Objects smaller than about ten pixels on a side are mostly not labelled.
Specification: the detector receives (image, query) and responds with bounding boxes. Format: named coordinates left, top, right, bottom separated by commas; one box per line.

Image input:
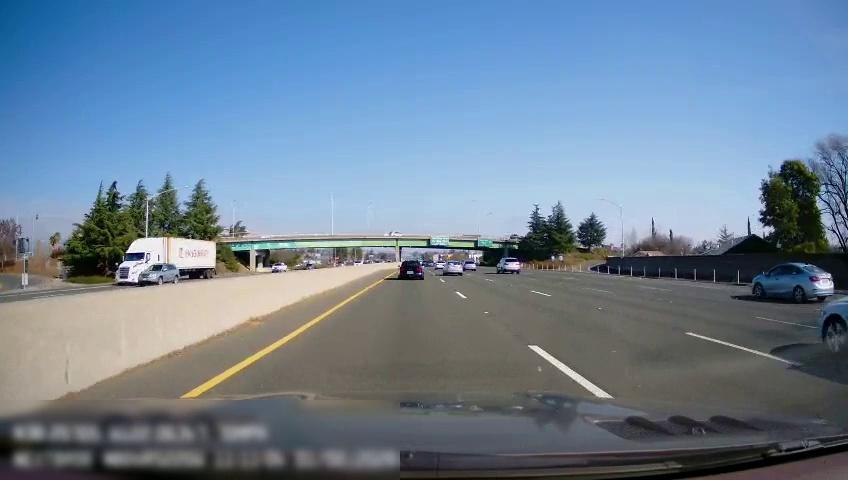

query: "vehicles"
left=114, top=237, right=217, bottom=286
left=751, top=262, right=834, bottom=303
left=441, top=261, right=463, bottom=277
left=137, top=263, right=180, bottom=288
left=433, top=260, right=447, bottom=271
left=333, top=260, right=346, bottom=267
left=383, top=231, right=405, bottom=237
left=462, top=259, right=477, bottom=272
left=496, top=257, right=521, bottom=273
left=353, top=260, right=364, bottom=267
left=306, top=263, right=313, bottom=270
left=271, top=262, right=288, bottom=273
left=400, top=260, right=424, bottom=280
left=818, top=298, right=848, bottom=365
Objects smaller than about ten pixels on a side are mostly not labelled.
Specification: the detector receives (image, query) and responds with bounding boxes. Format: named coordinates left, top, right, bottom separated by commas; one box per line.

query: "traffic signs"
left=430, top=235, right=450, bottom=246
left=478, top=236, right=500, bottom=248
